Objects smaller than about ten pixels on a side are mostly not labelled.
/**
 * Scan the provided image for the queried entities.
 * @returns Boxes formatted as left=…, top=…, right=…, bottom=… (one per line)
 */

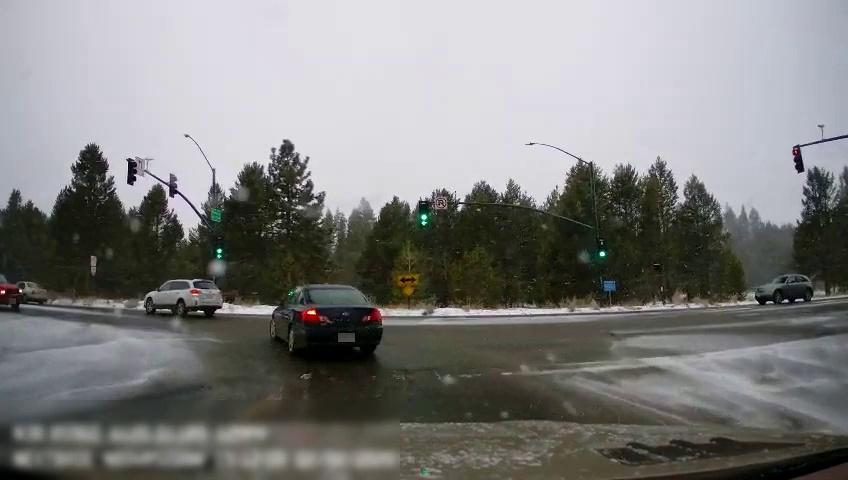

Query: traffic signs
left=435, top=196, right=448, bottom=210
left=397, top=274, right=418, bottom=286
left=404, top=286, right=415, bottom=295
left=211, top=208, right=222, bottom=223
left=603, top=281, right=616, bottom=291
left=135, top=157, right=145, bottom=178
left=90, top=256, right=97, bottom=267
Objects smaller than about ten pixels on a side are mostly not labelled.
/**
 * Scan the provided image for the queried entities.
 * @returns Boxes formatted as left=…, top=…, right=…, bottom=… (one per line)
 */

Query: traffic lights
left=418, top=200, right=429, bottom=226
left=598, top=238, right=607, bottom=258
left=791, top=144, right=805, bottom=174
left=126, top=158, right=137, bottom=186
left=216, top=235, right=224, bottom=256
left=168, top=172, right=178, bottom=198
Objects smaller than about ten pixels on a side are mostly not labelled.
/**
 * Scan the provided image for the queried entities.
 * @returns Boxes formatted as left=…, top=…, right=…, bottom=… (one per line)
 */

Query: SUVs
left=754, top=274, right=815, bottom=305
left=143, top=279, right=223, bottom=319
left=0, top=273, right=23, bottom=311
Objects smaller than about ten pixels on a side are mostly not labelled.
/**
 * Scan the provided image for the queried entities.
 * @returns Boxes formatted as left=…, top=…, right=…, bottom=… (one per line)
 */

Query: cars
left=14, top=282, right=48, bottom=306
left=270, top=284, right=384, bottom=360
